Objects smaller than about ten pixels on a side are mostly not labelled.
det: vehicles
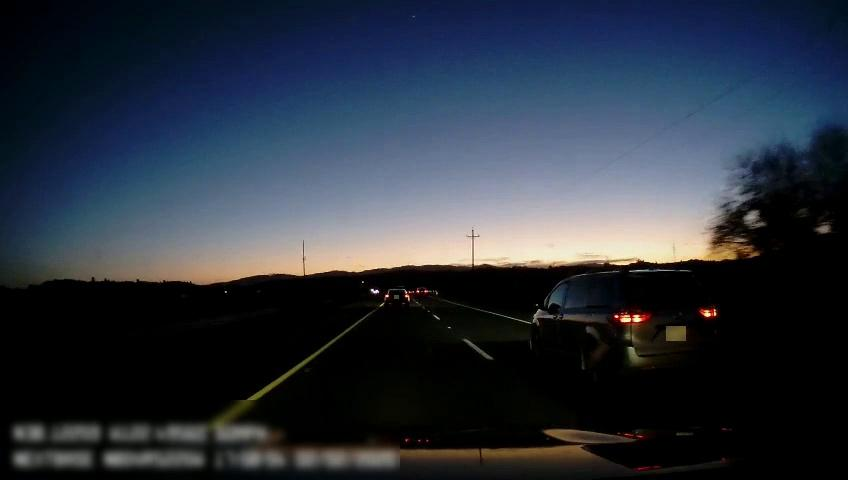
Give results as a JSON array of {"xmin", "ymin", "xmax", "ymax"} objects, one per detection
[
  {"xmin": 384, "ymin": 288, "xmax": 411, "ymax": 310},
  {"xmin": 415, "ymin": 287, "xmax": 429, "ymax": 299},
  {"xmin": 528, "ymin": 269, "xmax": 724, "ymax": 391}
]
